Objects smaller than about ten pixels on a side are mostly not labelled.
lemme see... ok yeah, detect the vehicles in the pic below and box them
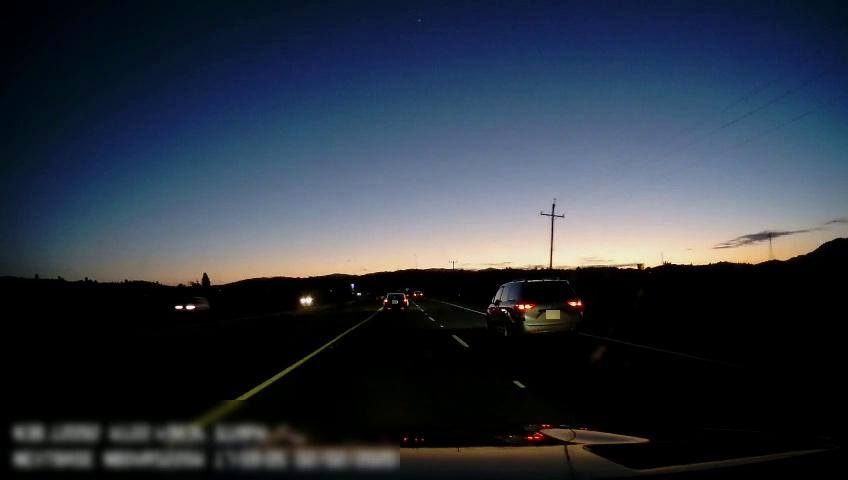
[411,290,425,300]
[383,291,409,312]
[485,278,586,348]
[296,293,316,309]
[173,296,211,315]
